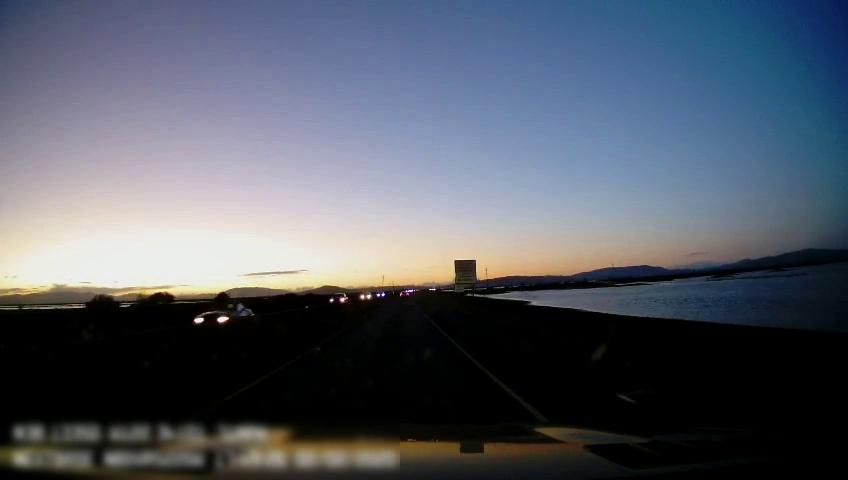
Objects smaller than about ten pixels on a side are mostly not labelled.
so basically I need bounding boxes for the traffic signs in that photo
[454,259,477,285]
[454,284,465,293]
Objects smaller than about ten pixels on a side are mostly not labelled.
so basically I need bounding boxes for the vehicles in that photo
[399,290,410,298]
[358,291,373,301]
[328,292,349,305]
[193,301,257,326]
